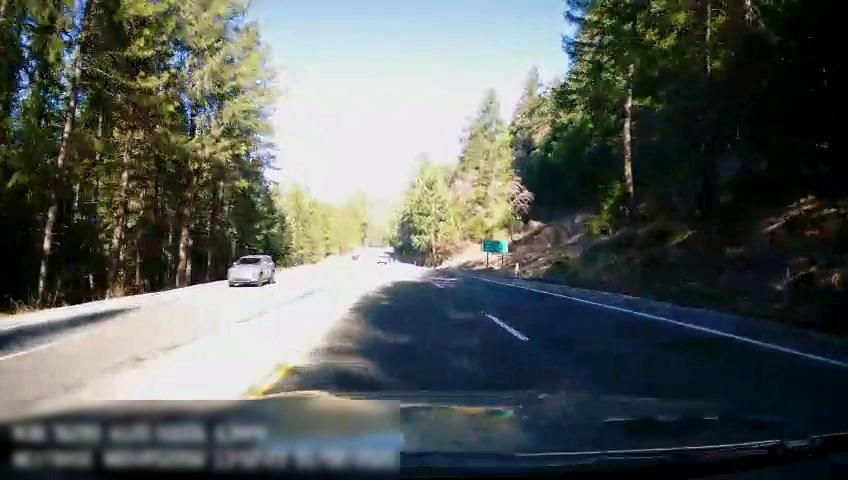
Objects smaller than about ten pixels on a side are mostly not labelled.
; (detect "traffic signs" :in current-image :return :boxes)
[481,238,509,254]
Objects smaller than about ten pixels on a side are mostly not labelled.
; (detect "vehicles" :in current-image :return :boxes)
[227,254,277,288]
[376,254,388,265]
